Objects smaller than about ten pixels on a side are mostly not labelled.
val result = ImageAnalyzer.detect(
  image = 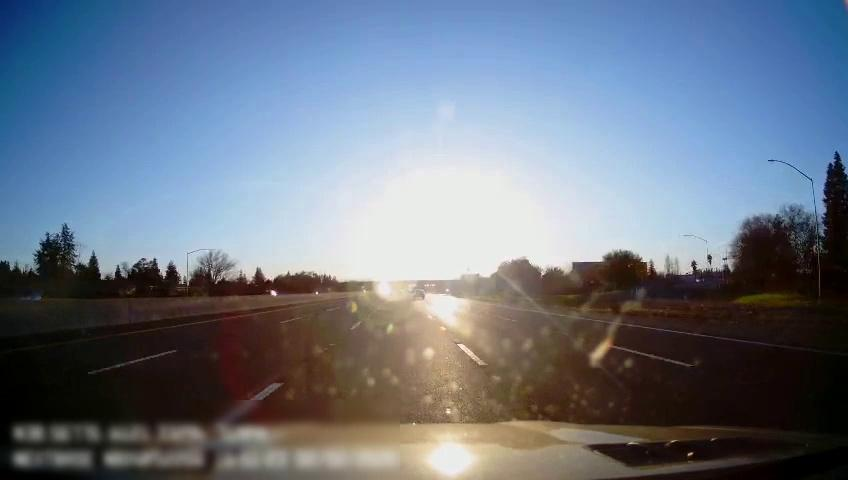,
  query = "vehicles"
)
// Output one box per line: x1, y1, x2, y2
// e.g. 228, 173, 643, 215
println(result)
413, 289, 426, 300
261, 289, 278, 297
